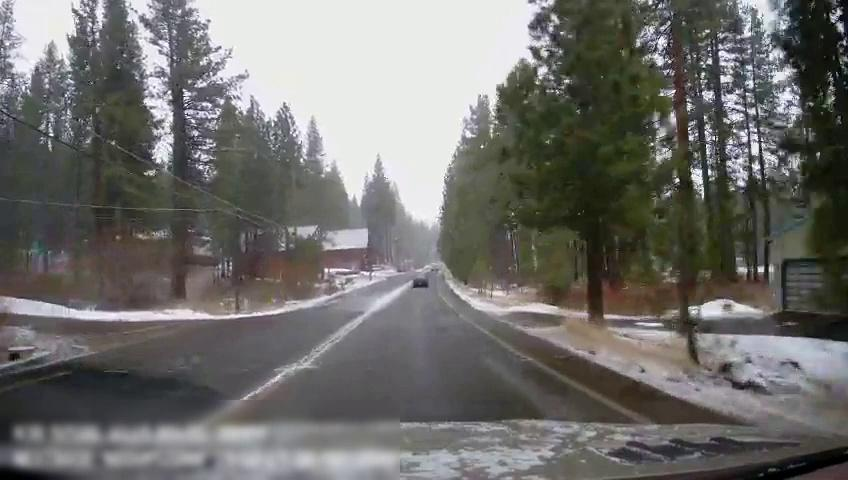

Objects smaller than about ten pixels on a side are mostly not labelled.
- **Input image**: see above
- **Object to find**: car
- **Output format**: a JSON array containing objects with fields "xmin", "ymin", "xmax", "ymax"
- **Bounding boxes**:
[{"xmin": 412, "ymin": 278, "xmax": 429, "ymax": 289}]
